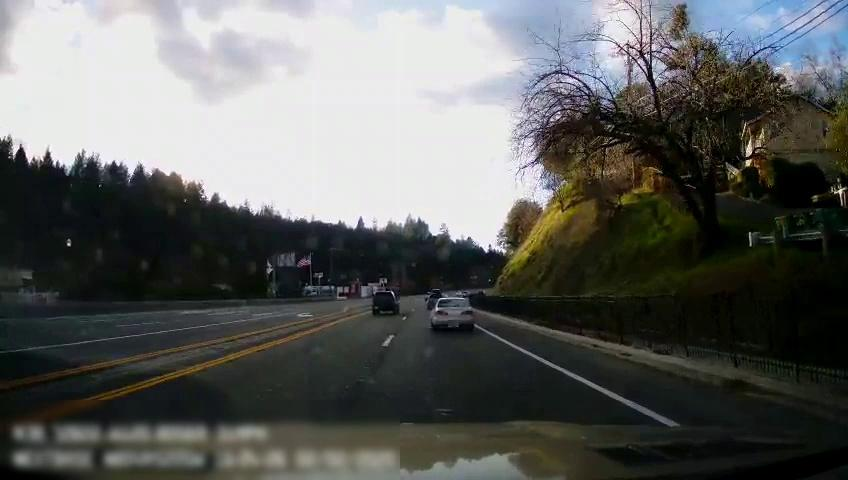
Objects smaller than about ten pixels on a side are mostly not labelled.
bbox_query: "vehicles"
[429,297,474,332]
[426,288,442,310]
[371,290,401,316]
